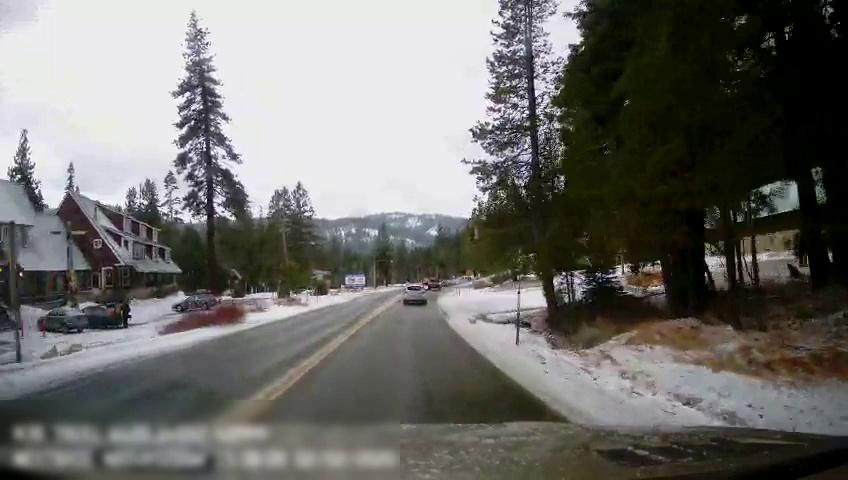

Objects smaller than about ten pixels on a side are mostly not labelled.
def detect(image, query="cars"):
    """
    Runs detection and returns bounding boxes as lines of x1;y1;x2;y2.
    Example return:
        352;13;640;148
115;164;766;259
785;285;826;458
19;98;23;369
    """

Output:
77;303;122;329
37;308;88;333
171;290;216;313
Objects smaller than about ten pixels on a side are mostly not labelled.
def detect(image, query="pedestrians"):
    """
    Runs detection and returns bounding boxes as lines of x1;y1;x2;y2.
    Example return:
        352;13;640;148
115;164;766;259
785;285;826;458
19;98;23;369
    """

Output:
120;301;130;328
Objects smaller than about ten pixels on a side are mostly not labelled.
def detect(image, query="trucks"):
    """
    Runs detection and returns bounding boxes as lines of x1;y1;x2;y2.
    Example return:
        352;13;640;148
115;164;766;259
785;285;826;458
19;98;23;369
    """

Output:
428;278;441;290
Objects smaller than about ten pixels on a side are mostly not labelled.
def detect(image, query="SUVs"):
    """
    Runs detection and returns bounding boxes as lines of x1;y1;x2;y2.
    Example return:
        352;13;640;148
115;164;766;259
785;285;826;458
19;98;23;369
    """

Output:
403;285;428;304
